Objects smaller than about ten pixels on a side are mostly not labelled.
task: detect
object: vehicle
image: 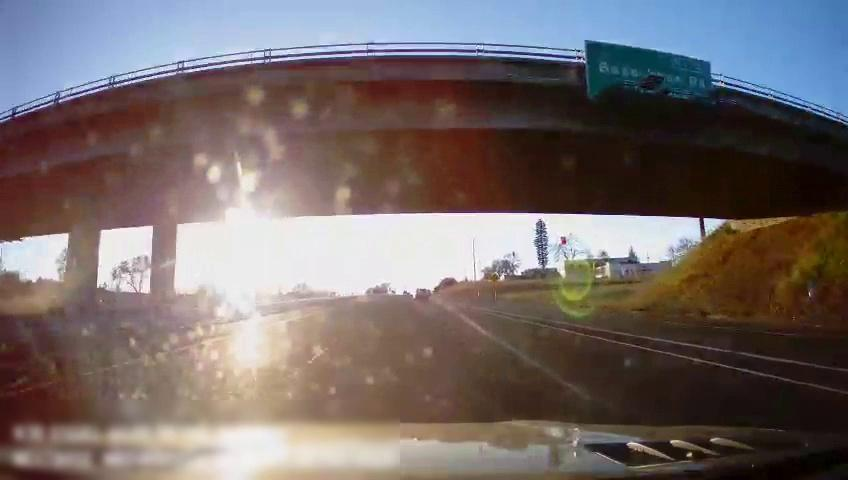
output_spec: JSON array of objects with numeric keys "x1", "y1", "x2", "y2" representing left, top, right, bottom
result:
[{"x1": 413, "y1": 289, "x2": 428, "y2": 301}]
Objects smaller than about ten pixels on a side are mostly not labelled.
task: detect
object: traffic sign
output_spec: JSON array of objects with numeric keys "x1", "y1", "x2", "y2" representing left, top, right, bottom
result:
[{"x1": 585, "y1": 39, "x2": 712, "y2": 116}]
